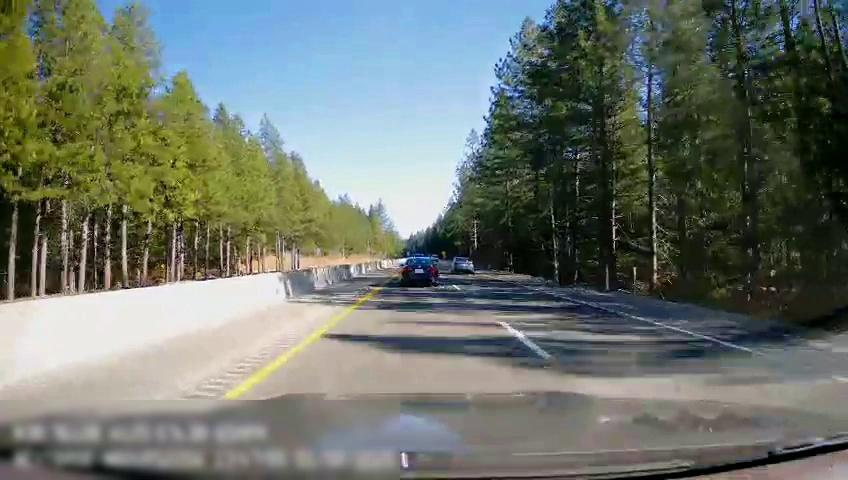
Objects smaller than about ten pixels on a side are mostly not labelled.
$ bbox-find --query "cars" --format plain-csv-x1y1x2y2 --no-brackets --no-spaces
450,256,474,274
400,256,439,288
